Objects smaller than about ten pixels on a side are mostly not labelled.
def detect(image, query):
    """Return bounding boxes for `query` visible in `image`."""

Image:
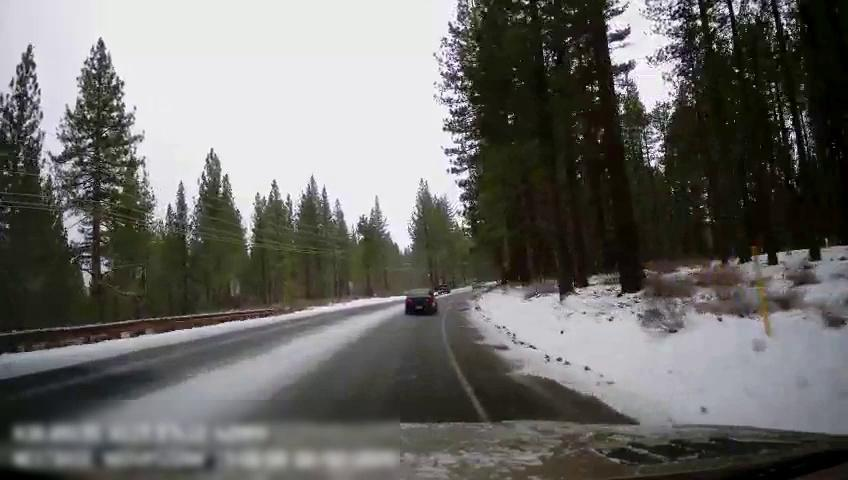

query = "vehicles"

[405,287,438,315]
[437,284,450,295]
